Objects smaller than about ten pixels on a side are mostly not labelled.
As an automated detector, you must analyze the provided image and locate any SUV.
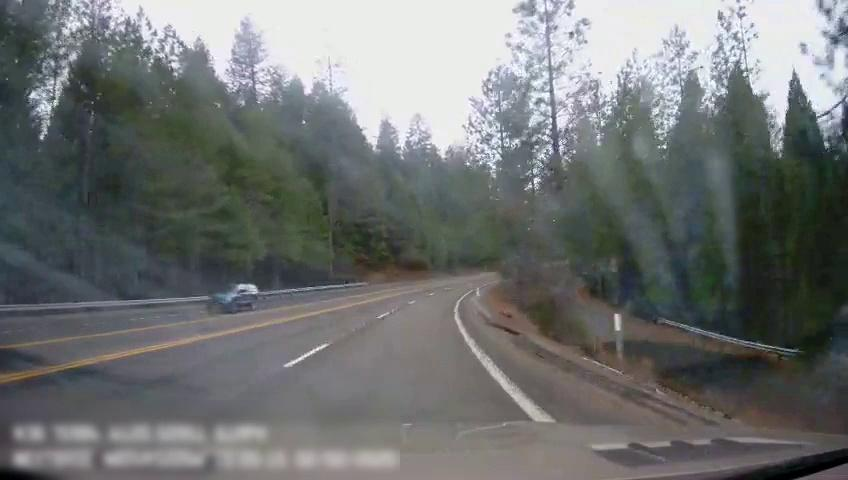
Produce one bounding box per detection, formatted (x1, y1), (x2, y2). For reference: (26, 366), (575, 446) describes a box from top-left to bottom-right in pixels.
(205, 282), (259, 314)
